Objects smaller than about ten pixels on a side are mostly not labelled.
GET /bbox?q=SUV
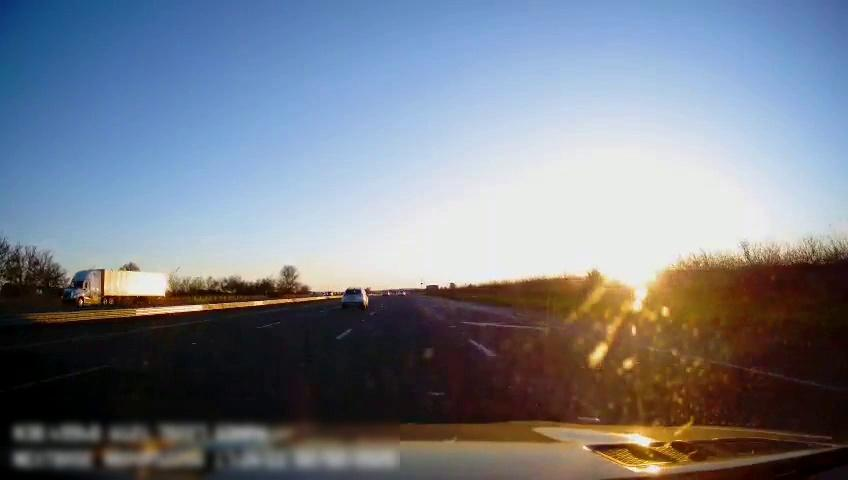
[342,287,370,311]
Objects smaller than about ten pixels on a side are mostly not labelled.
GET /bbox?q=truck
[61,270,166,310]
